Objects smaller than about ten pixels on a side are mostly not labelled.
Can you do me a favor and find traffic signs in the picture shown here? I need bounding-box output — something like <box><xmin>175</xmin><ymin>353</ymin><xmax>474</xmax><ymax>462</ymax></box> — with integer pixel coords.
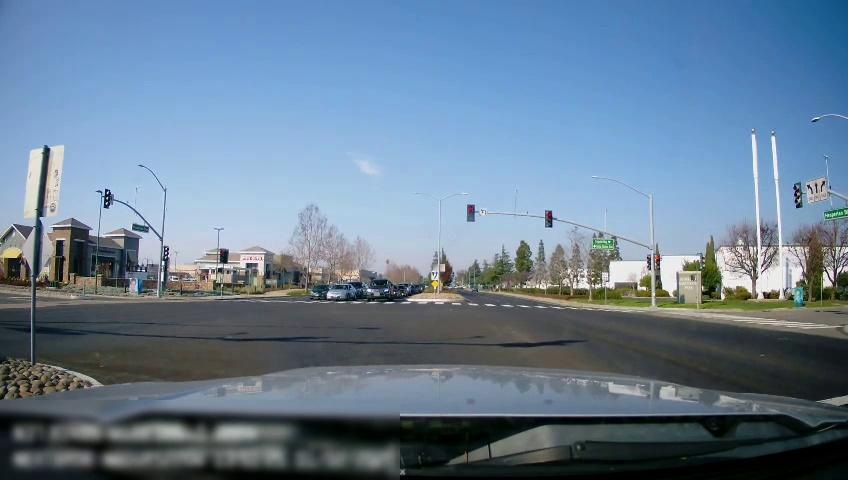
<box><xmin>823</xmin><ymin>207</ymin><xmax>848</xmax><ymax>221</ymax></box>
<box><xmin>806</xmin><ymin>176</ymin><xmax>828</xmax><ymax>204</ymax></box>
<box><xmin>592</xmin><ymin>239</ymin><xmax>614</xmax><ymax>251</ymax></box>
<box><xmin>431</xmin><ymin>270</ymin><xmax>440</xmax><ymax>281</ymax></box>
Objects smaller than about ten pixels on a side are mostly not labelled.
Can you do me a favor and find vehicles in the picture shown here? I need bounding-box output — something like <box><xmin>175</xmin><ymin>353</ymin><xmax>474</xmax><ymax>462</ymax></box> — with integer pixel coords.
<box><xmin>393</xmin><ymin>284</ymin><xmax>406</xmax><ymax>302</ymax></box>
<box><xmin>367</xmin><ymin>282</ymin><xmax>396</xmax><ymax>304</ymax></box>
<box><xmin>329</xmin><ymin>285</ymin><xmax>359</xmax><ymax>302</ymax></box>
<box><xmin>310</xmin><ymin>287</ymin><xmax>332</xmax><ymax>304</ymax></box>
<box><xmin>352</xmin><ymin>284</ymin><xmax>367</xmax><ymax>301</ymax></box>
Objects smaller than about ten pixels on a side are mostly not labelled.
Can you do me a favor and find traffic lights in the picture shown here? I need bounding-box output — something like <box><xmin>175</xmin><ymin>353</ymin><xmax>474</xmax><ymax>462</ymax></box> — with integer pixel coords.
<box><xmin>103</xmin><ymin>190</ymin><xmax>111</xmax><ymax>211</ymax></box>
<box><xmin>792</xmin><ymin>183</ymin><xmax>804</xmax><ymax>209</ymax></box>
<box><xmin>219</xmin><ymin>250</ymin><xmax>224</xmax><ymax>264</ymax></box>
<box><xmin>646</xmin><ymin>255</ymin><xmax>652</xmax><ymax>272</ymax></box>
<box><xmin>544</xmin><ymin>210</ymin><xmax>553</xmax><ymax>228</ymax></box>
<box><xmin>466</xmin><ymin>204</ymin><xmax>475</xmax><ymax>223</ymax></box>
<box><xmin>653</xmin><ymin>254</ymin><xmax>660</xmax><ymax>271</ymax></box>
<box><xmin>162</xmin><ymin>248</ymin><xmax>169</xmax><ymax>264</ymax></box>
<box><xmin>224</xmin><ymin>251</ymin><xmax>229</xmax><ymax>265</ymax></box>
